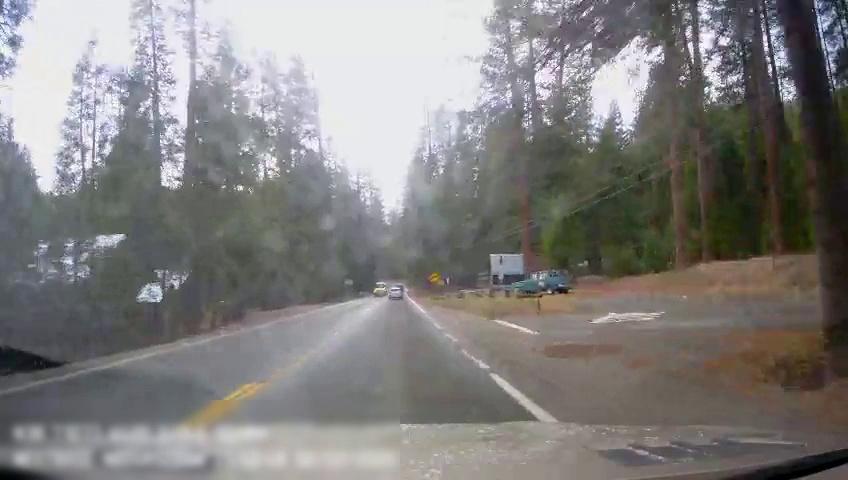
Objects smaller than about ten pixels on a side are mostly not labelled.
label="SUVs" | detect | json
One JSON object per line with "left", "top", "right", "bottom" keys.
{"left": 388, "top": 287, "right": 403, "bottom": 301}
{"left": 511, "top": 269, "right": 573, "bottom": 298}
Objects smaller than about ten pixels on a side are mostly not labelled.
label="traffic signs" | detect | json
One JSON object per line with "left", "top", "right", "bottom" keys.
{"left": 428, "top": 271, "right": 440, "bottom": 283}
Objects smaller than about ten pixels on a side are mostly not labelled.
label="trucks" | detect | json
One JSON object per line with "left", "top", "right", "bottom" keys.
{"left": 373, "top": 282, "right": 388, "bottom": 296}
